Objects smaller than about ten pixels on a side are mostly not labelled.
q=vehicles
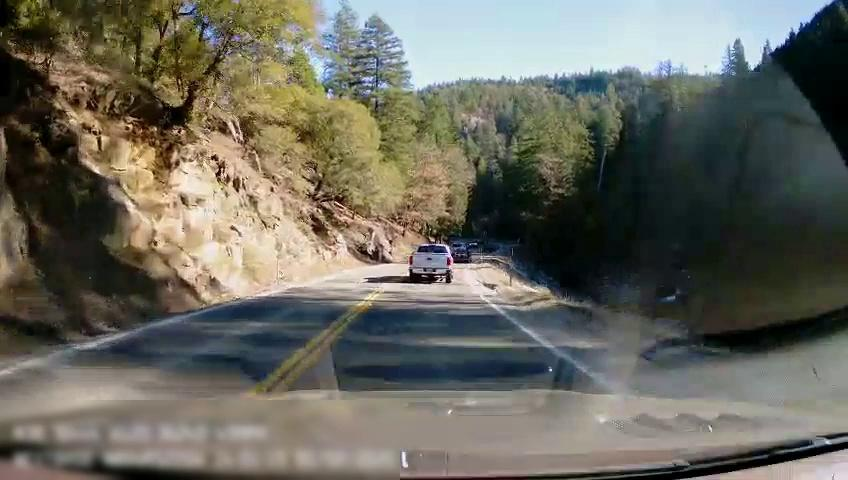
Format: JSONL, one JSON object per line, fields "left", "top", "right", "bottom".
{"left": 449, "top": 245, "right": 473, "bottom": 264}
{"left": 408, "top": 243, "right": 453, "bottom": 282}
